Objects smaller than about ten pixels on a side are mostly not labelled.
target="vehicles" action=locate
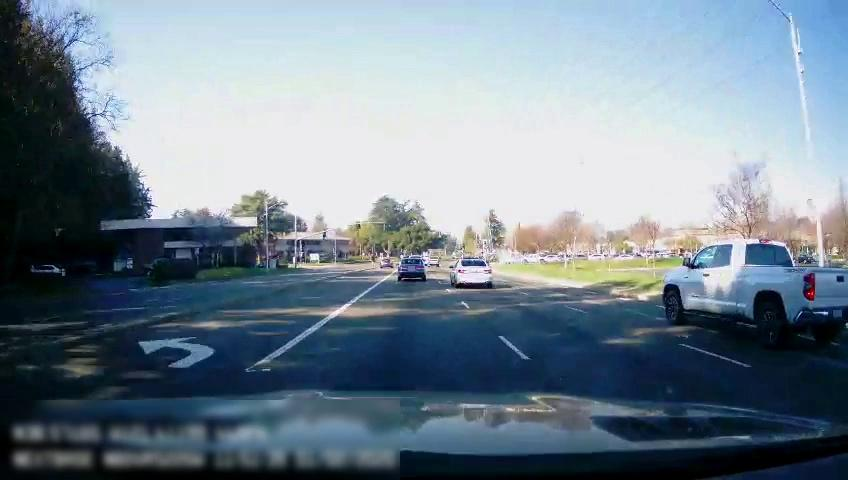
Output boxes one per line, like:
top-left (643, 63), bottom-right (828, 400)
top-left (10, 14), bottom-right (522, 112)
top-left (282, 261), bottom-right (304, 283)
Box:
top-left (447, 258), bottom-right (493, 290)
top-left (428, 258), bottom-right (439, 268)
top-left (143, 256), bottom-right (192, 278)
top-left (660, 241), bottom-right (848, 352)
top-left (31, 265), bottom-right (65, 277)
top-left (380, 258), bottom-right (394, 270)
top-left (398, 257), bottom-right (426, 282)
top-left (521, 254), bottom-right (545, 265)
